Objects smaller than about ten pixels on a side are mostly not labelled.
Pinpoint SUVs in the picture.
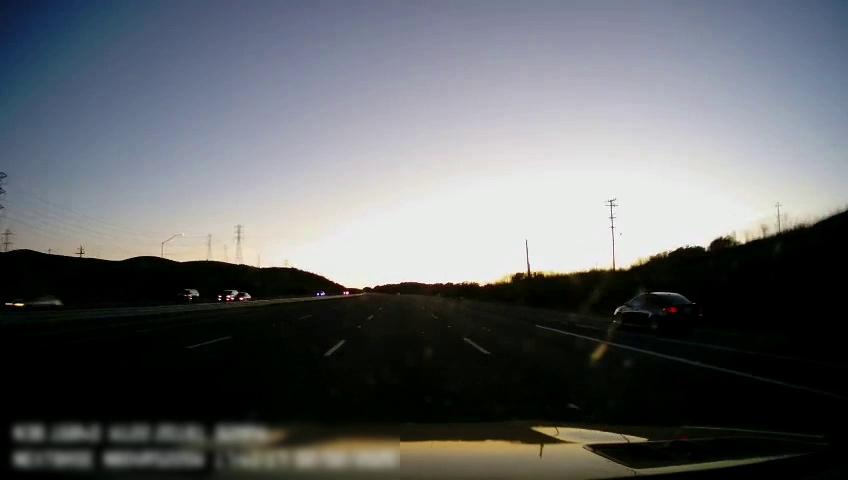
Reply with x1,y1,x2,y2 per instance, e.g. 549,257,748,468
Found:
178,288,200,302
217,289,238,302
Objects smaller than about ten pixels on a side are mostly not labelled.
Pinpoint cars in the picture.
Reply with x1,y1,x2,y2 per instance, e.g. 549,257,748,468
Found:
612,292,703,335
232,291,251,302
6,289,64,307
